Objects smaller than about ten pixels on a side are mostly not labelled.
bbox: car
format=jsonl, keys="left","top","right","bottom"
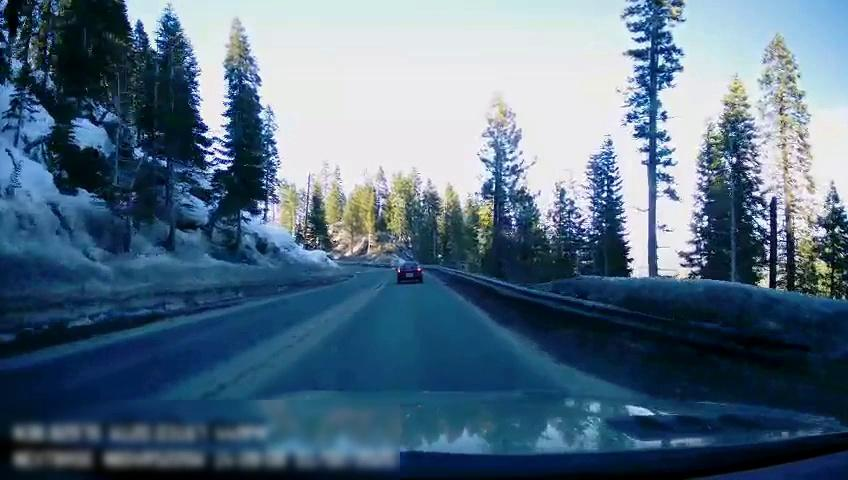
{"left": 394, "top": 259, "right": 425, "bottom": 284}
